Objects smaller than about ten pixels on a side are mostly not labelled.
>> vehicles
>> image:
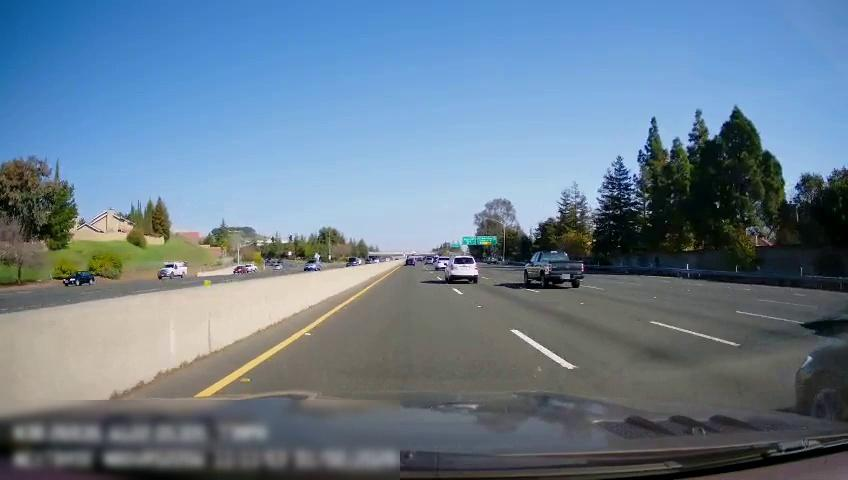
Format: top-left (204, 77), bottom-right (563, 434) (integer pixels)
top-left (345, 257), bottom-right (361, 268)
top-left (245, 263), bottom-right (258, 273)
top-left (793, 342), bottom-right (848, 421)
top-left (424, 257), bottom-right (434, 266)
top-left (403, 255), bottom-right (417, 267)
top-left (443, 255), bottom-right (479, 283)
top-left (434, 257), bottom-right (450, 271)
top-left (232, 265), bottom-right (248, 275)
top-left (271, 263), bottom-right (285, 271)
top-left (486, 256), bottom-right (499, 265)
top-left (62, 271), bottom-right (95, 287)
top-left (522, 250), bottom-right (585, 290)
top-left (303, 259), bottom-right (321, 272)
top-left (157, 262), bottom-right (188, 280)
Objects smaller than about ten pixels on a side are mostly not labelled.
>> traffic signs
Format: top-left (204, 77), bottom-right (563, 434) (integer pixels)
top-left (477, 235), bottom-right (498, 246)
top-left (461, 236), bottom-right (477, 246)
